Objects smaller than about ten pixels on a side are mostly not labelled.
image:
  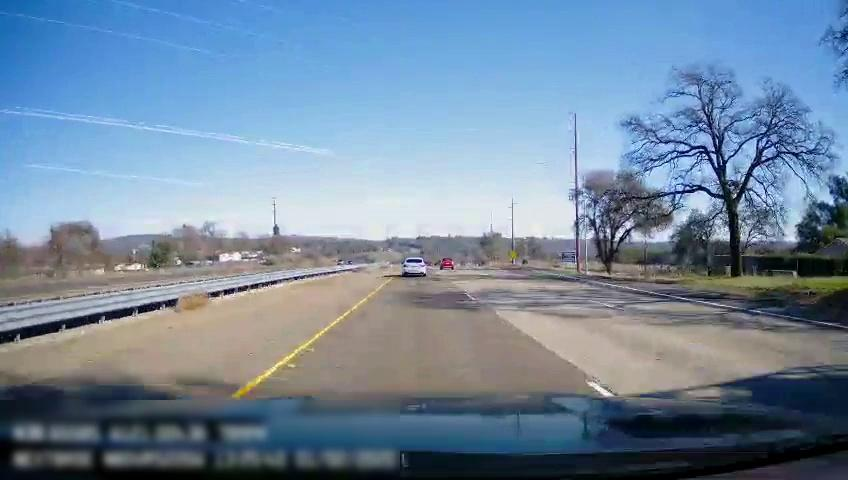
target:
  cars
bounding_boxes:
[439,258,454,270]
[398,257,427,276]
